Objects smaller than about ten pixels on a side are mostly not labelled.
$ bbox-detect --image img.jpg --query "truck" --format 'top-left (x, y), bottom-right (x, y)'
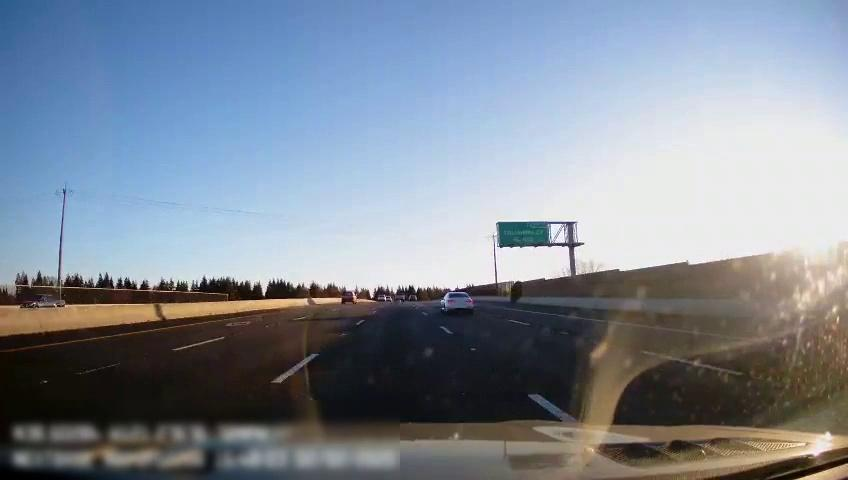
top-left (19, 293), bottom-right (65, 309)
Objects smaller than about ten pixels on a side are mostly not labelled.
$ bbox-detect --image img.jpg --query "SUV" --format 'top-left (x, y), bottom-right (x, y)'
top-left (341, 291), bottom-right (355, 304)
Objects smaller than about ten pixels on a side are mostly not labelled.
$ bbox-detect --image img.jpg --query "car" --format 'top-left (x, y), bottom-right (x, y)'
top-left (441, 291), bottom-right (473, 314)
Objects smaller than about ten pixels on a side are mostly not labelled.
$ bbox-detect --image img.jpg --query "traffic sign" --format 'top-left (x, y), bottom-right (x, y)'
top-left (497, 221), bottom-right (551, 247)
